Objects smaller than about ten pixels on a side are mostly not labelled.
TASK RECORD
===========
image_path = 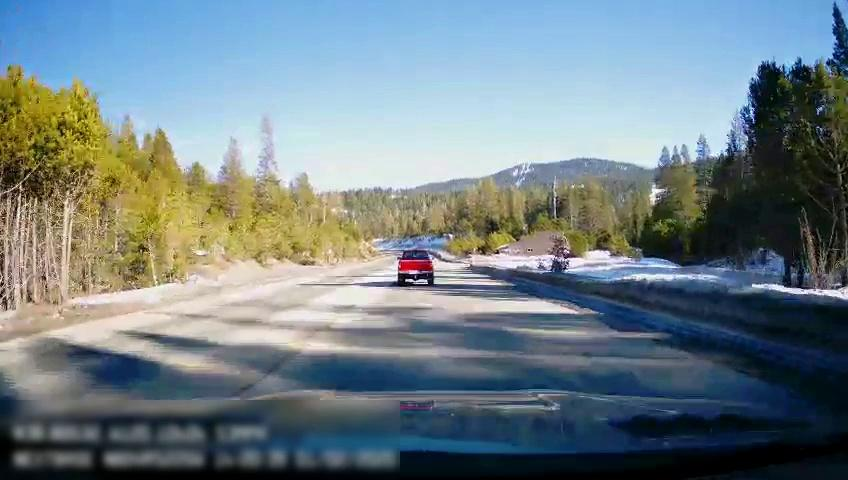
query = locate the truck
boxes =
[397,247,435,285]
